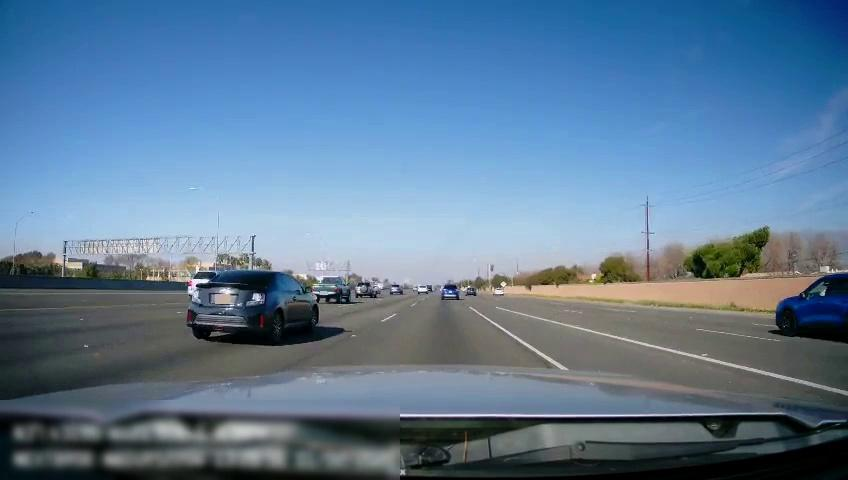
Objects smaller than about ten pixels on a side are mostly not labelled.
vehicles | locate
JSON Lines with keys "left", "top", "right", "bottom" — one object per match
{"left": 311, "top": 276, "right": 351, "bottom": 305}
{"left": 187, "top": 270, "right": 232, "bottom": 301}
{"left": 389, "top": 284, "right": 403, "bottom": 295}
{"left": 464, "top": 287, "right": 477, "bottom": 297}
{"left": 354, "top": 282, "right": 377, "bottom": 299}
{"left": 441, "top": 283, "right": 460, "bottom": 301}
{"left": 775, "top": 270, "right": 848, "bottom": 336}
{"left": 492, "top": 287, "right": 505, "bottom": 297}
{"left": 417, "top": 284, "right": 429, "bottom": 295}
{"left": 185, "top": 269, "right": 321, "bottom": 343}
